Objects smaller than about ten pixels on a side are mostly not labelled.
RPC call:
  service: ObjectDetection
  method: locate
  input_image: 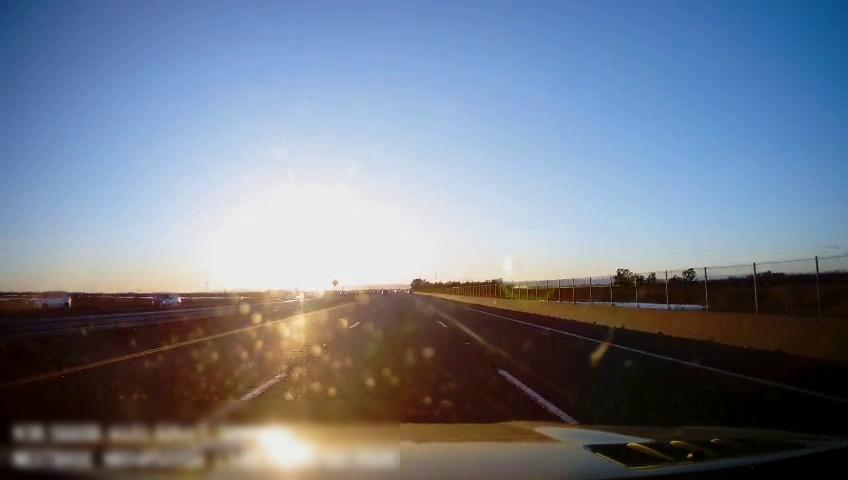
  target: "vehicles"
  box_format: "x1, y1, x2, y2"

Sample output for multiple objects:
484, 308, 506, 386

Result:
152, 294, 182, 308
25, 290, 72, 314
281, 291, 297, 301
